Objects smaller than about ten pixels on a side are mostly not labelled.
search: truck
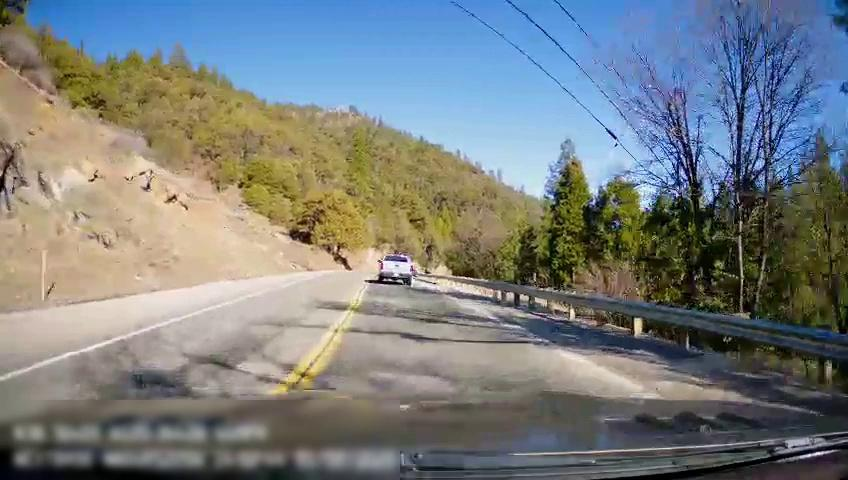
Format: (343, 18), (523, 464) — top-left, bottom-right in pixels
(378, 253), (413, 284)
